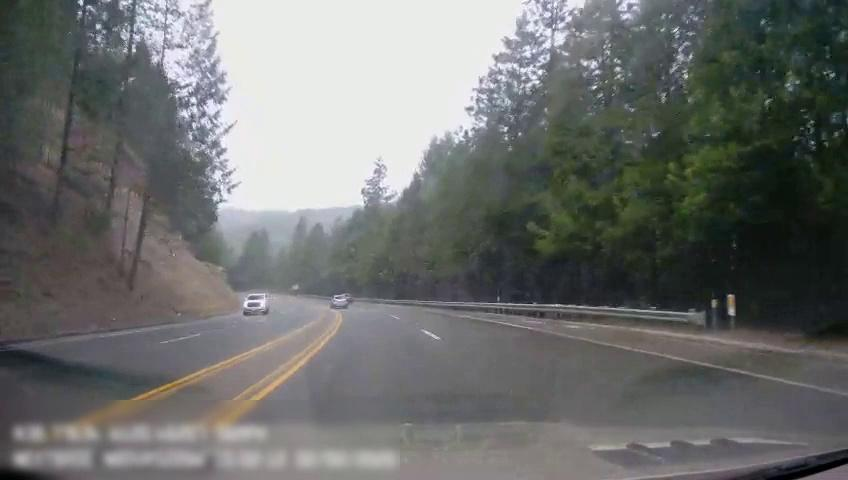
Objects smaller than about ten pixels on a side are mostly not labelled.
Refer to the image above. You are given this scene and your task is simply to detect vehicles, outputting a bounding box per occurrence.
[242,293,271,316]
[343,293,353,304]
[330,294,349,310]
